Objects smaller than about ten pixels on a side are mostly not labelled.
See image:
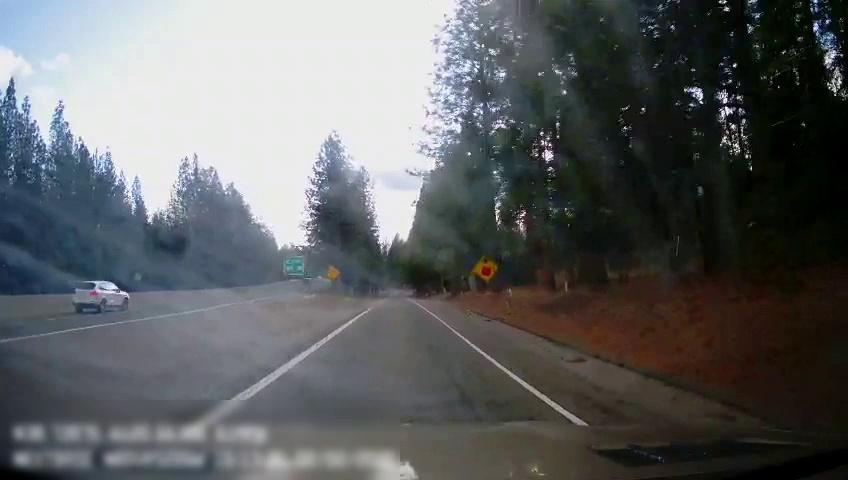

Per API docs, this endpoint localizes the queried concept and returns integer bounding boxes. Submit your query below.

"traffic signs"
[325,264,341,281]
[282,255,306,275]
[471,255,500,283]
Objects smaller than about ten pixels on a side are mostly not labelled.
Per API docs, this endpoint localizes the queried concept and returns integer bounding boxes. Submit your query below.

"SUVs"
[71,281,130,314]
